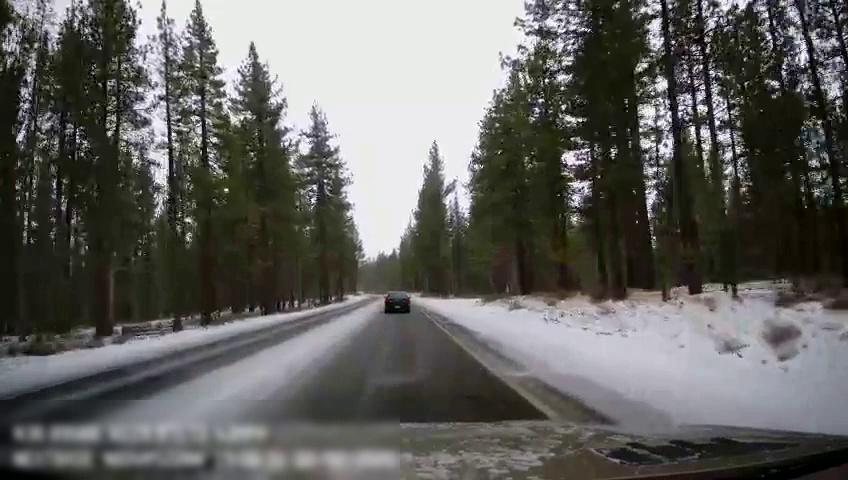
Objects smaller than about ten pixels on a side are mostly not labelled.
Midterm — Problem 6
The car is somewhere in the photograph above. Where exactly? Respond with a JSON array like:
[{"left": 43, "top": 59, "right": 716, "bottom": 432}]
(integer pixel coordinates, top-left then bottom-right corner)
[{"left": 384, "top": 290, "right": 411, "bottom": 314}]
